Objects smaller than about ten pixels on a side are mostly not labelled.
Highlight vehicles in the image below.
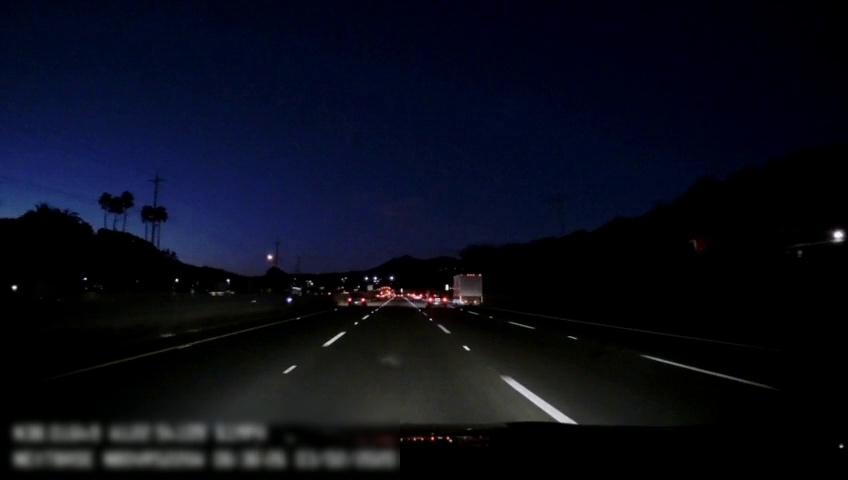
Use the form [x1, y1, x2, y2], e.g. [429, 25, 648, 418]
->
[378, 287, 392, 300]
[449, 274, 482, 310]
[347, 291, 367, 307]
[424, 293, 442, 308]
